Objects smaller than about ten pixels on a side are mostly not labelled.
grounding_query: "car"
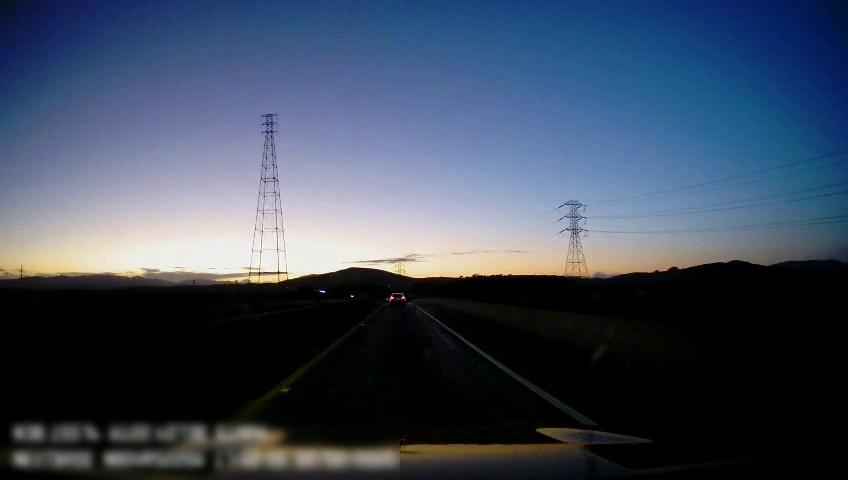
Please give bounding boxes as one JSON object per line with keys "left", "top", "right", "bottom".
{"left": 388, "top": 291, "right": 406, "bottom": 306}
